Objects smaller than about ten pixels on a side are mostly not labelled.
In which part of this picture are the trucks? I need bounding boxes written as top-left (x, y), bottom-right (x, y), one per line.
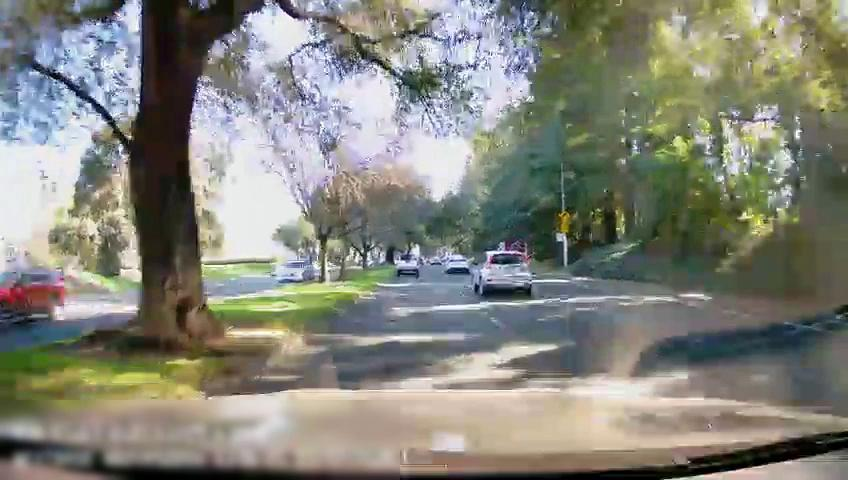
top-left (397, 253), bottom-right (420, 277)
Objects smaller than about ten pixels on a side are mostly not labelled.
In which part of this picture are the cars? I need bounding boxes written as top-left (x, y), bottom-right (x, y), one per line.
top-left (429, 255), bottom-right (443, 266)
top-left (276, 260), bottom-right (316, 283)
top-left (446, 254), bottom-right (469, 273)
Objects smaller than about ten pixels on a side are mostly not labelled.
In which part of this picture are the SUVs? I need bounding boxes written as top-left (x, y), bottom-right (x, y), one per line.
top-left (469, 249), bottom-right (535, 298)
top-left (0, 264), bottom-right (66, 321)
